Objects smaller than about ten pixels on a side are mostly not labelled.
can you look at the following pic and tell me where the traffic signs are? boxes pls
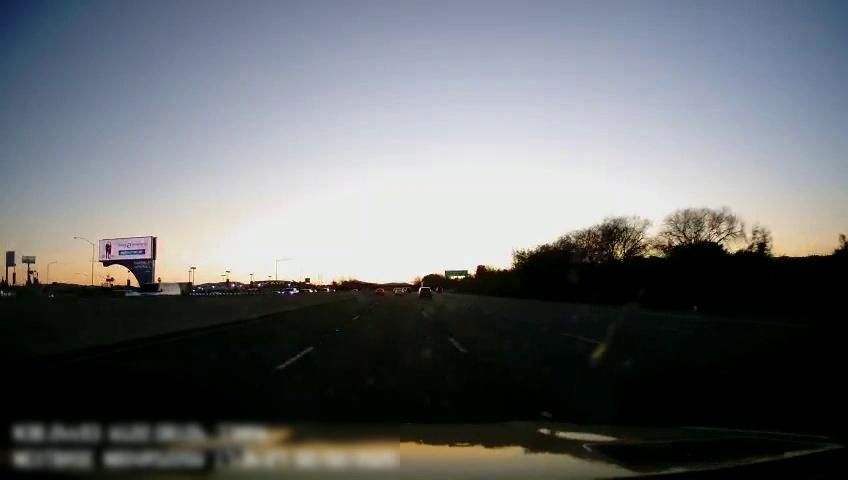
[445,270,467,276]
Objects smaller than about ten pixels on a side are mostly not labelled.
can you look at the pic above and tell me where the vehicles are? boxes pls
[102,290,140,297]
[416,287,433,299]
[296,289,314,296]
[139,282,182,297]
[282,288,300,296]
